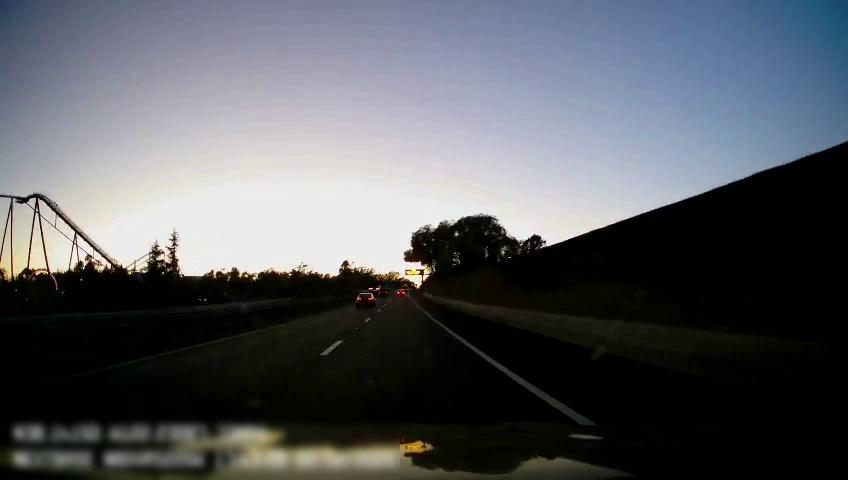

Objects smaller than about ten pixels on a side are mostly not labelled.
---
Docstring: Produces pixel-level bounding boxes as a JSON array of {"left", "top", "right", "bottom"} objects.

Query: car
[{"left": 355, "top": 291, "right": 377, "bottom": 308}]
